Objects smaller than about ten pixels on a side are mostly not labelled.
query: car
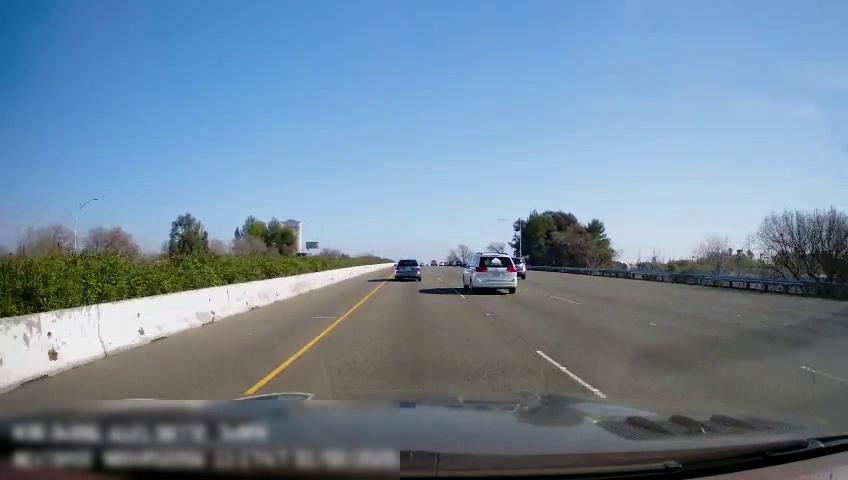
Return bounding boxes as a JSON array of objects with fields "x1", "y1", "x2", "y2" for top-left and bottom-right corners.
[{"x1": 393, "y1": 260, "x2": 421, "y2": 282}]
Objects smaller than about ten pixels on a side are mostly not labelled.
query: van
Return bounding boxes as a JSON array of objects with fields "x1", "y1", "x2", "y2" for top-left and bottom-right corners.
[{"x1": 459, "y1": 255, "x2": 517, "y2": 294}]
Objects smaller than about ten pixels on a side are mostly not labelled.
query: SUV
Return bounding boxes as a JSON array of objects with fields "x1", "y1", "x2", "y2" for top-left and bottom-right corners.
[{"x1": 510, "y1": 257, "x2": 527, "y2": 280}]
